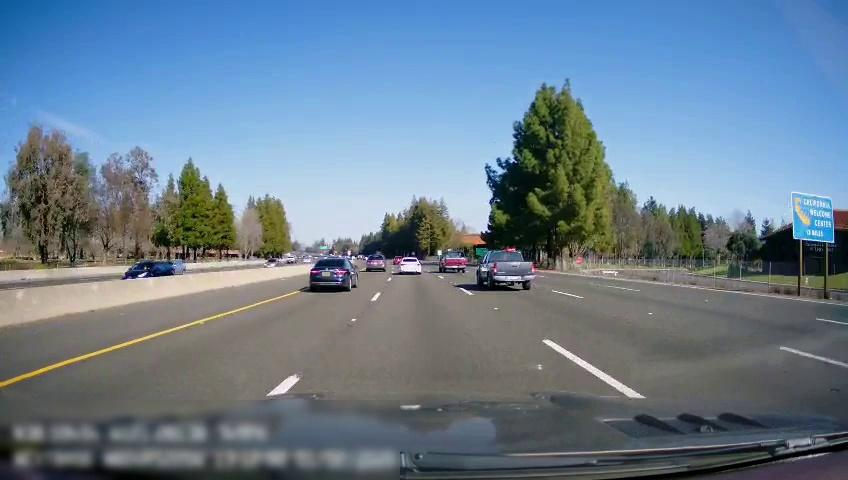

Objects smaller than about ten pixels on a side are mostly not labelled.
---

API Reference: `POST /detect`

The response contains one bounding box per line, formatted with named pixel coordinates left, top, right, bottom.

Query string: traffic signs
left=475, top=247, right=489, bottom=257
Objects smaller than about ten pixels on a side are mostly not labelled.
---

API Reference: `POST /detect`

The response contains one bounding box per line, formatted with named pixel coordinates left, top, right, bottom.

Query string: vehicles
left=120, top=261, right=175, bottom=281
left=263, top=257, right=281, bottom=269
left=476, top=248, right=537, bottom=291
left=438, top=248, right=467, bottom=274
left=399, top=257, right=422, bottom=275
left=392, top=255, right=404, bottom=266
left=365, top=254, right=386, bottom=273
left=170, top=260, right=186, bottom=273
left=308, top=257, right=359, bottom=293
